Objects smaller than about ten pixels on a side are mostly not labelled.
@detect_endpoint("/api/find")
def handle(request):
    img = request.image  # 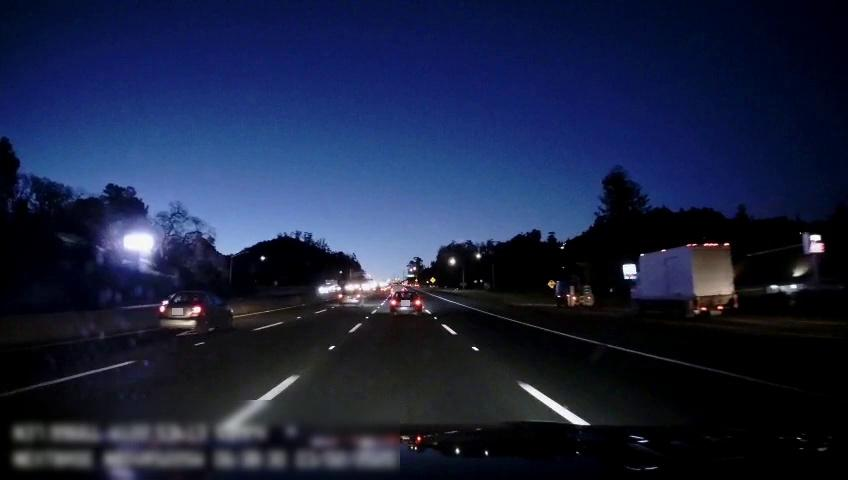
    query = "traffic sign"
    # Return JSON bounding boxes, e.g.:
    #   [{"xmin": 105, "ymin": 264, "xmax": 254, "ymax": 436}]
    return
[{"xmin": 546, "ymin": 279, "xmax": 557, "ymax": 289}]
